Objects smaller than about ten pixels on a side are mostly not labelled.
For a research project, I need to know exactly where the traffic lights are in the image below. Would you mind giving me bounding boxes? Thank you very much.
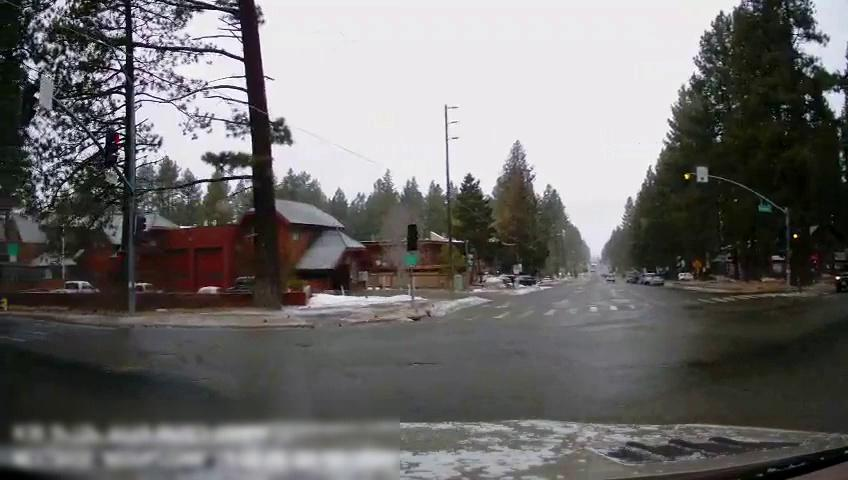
[135,216,147,243]
[406,223,418,252]
[682,166,694,185]
[793,228,800,242]
[102,128,121,169]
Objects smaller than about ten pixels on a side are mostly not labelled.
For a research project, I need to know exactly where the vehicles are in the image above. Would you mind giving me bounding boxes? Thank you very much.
[832,268,848,294]
[196,285,224,297]
[651,276,663,287]
[236,277,259,290]
[53,281,103,296]
[639,273,653,285]
[136,282,153,294]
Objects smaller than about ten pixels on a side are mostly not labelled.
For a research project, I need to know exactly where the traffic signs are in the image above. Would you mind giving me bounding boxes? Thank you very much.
[758,204,772,213]
[39,76,55,112]
[692,255,703,272]
[405,251,419,269]
[695,167,708,184]
[8,238,24,258]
